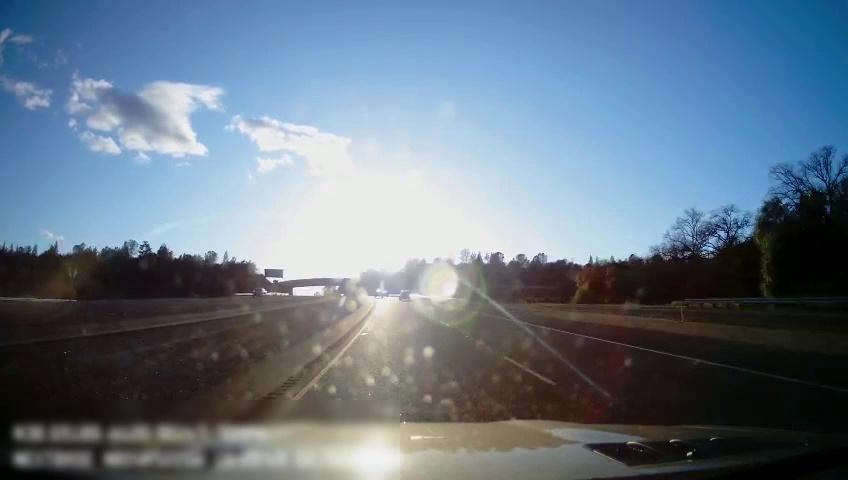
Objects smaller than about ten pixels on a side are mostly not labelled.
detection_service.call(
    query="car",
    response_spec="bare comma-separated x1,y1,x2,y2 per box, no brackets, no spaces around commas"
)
399,290,411,301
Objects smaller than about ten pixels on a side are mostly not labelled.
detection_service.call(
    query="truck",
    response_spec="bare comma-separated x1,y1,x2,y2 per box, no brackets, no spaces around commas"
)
251,287,268,298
